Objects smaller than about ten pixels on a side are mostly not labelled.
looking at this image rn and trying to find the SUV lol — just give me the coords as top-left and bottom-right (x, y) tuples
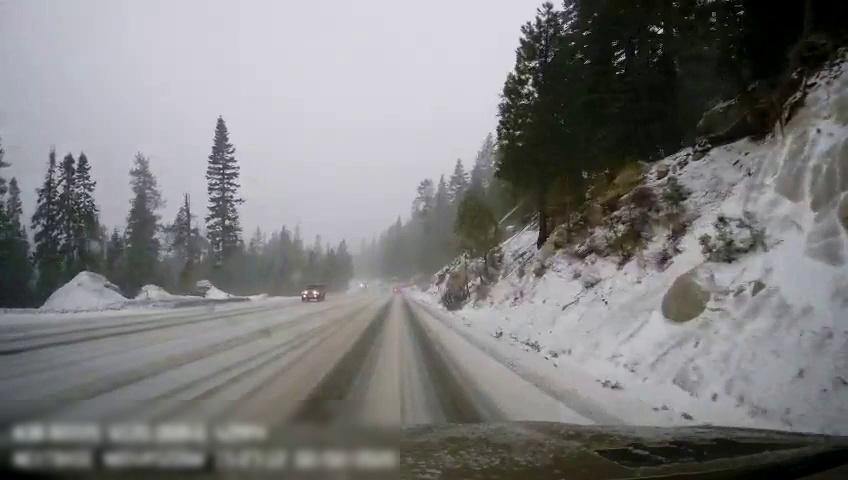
(301, 284), (325, 303)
